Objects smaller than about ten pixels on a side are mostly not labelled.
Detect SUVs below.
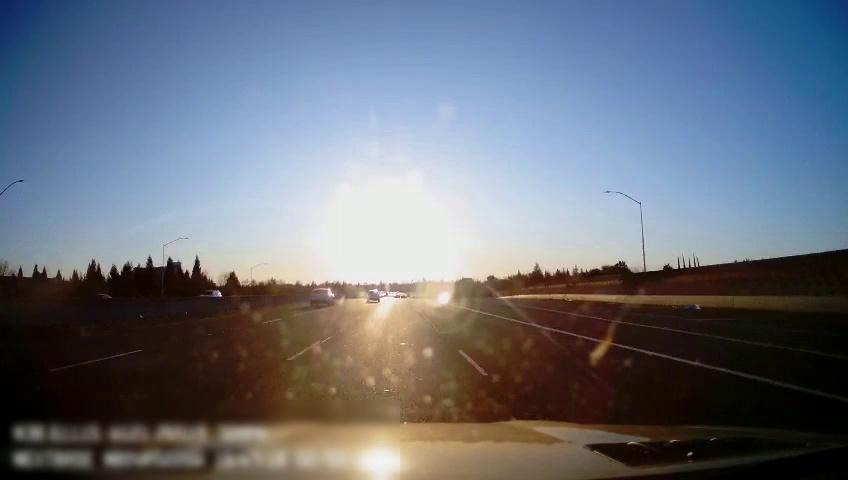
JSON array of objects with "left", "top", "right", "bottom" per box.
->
[
  {"left": 199, "top": 289, "right": 223, "bottom": 298},
  {"left": 309, "top": 288, "right": 335, "bottom": 305}
]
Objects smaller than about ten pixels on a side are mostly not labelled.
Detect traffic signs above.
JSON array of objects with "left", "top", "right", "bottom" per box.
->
[{"left": 462, "top": 278, "right": 473, "bottom": 289}]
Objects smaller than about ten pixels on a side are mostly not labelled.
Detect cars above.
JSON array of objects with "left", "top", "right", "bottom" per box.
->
[
  {"left": 367, "top": 290, "right": 380, "bottom": 302},
  {"left": 94, "top": 293, "right": 112, "bottom": 298}
]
